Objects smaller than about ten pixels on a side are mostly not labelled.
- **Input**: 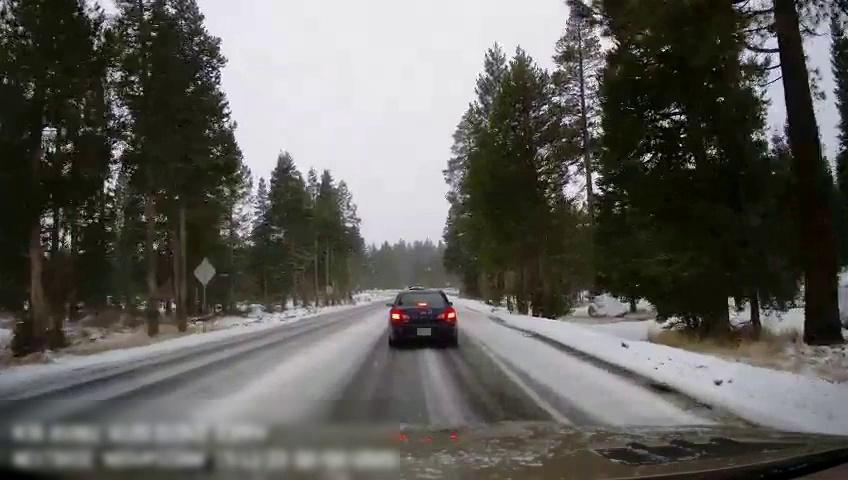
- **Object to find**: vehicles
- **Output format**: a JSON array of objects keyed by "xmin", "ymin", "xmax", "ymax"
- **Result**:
[
  {"xmin": 386, "ymin": 290, "xmax": 457, "ymax": 346},
  {"xmin": 406, "ymin": 286, "xmax": 425, "ymax": 291}
]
